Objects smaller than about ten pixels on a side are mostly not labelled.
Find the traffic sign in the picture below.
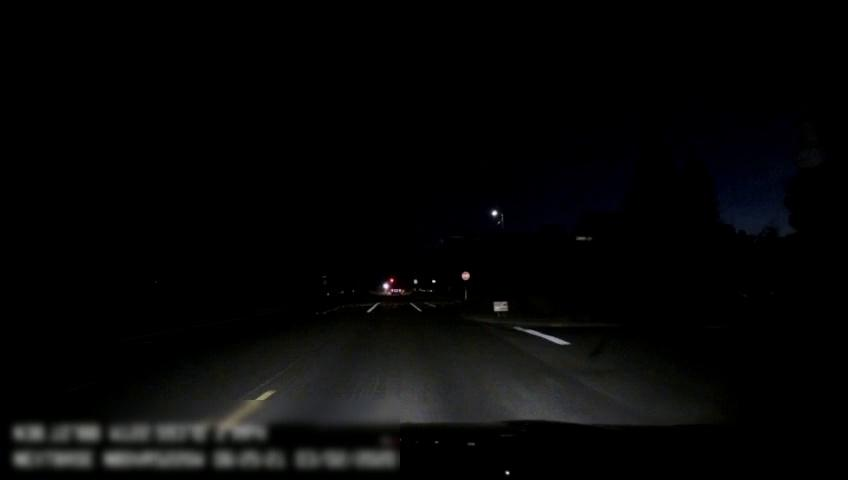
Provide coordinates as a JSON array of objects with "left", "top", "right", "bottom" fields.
[{"left": 460, "top": 270, "right": 471, "bottom": 281}]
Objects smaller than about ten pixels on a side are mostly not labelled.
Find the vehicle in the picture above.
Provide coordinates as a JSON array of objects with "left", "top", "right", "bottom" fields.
[{"left": 390, "top": 287, "right": 403, "bottom": 296}]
